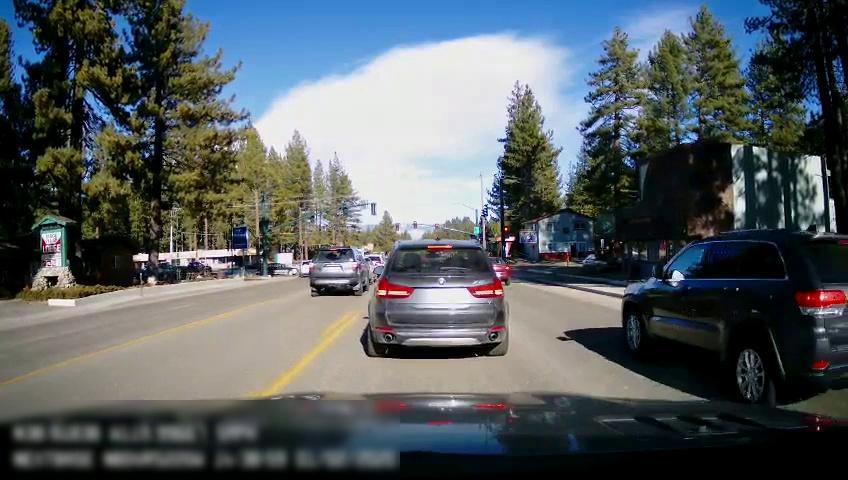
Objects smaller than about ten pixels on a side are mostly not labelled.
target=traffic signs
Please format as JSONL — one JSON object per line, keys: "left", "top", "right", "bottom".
{"left": 473, "top": 226, "right": 483, "bottom": 236}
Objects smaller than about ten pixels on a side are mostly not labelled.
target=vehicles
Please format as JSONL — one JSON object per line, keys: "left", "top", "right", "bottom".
{"left": 367, "top": 260, "right": 376, "bottom": 284}
{"left": 188, "top": 260, "right": 211, "bottom": 272}
{"left": 581, "top": 251, "right": 611, "bottom": 267}
{"left": 366, "top": 255, "right": 383, "bottom": 276}
{"left": 489, "top": 256, "right": 511, "bottom": 285}
{"left": 155, "top": 262, "right": 184, "bottom": 278}
{"left": 620, "top": 229, "right": 848, "bottom": 405}
{"left": 230, "top": 262, "right": 261, "bottom": 275}
{"left": 310, "top": 248, "right": 369, "bottom": 297}
{"left": 367, "top": 239, "right": 509, "bottom": 360}
{"left": 132, "top": 266, "right": 148, "bottom": 281}
{"left": 299, "top": 260, "right": 313, "bottom": 278}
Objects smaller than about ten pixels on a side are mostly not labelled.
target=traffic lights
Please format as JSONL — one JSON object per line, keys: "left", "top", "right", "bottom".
{"left": 483, "top": 205, "right": 489, "bottom": 219}
{"left": 370, "top": 203, "right": 376, "bottom": 216}
{"left": 343, "top": 205, "right": 348, "bottom": 216}
{"left": 503, "top": 227, "right": 509, "bottom": 239}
